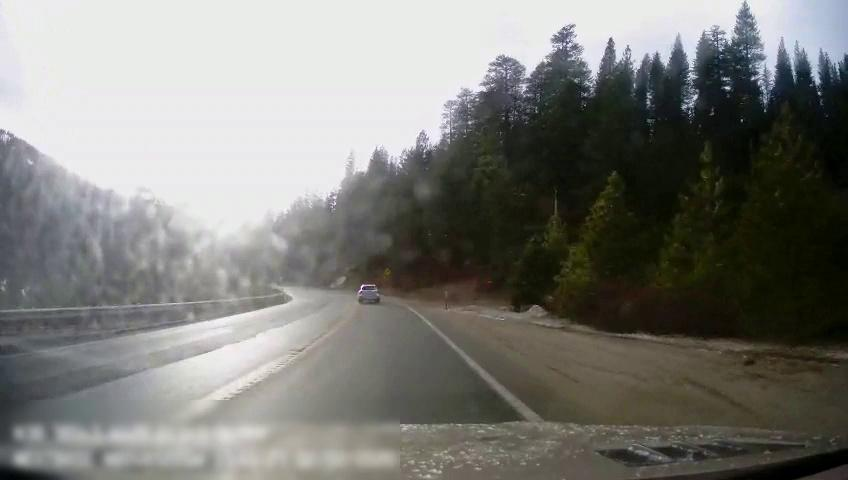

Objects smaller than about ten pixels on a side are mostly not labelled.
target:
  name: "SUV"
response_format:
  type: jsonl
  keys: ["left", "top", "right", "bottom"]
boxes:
{"left": 357, "top": 284, "right": 380, "bottom": 303}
